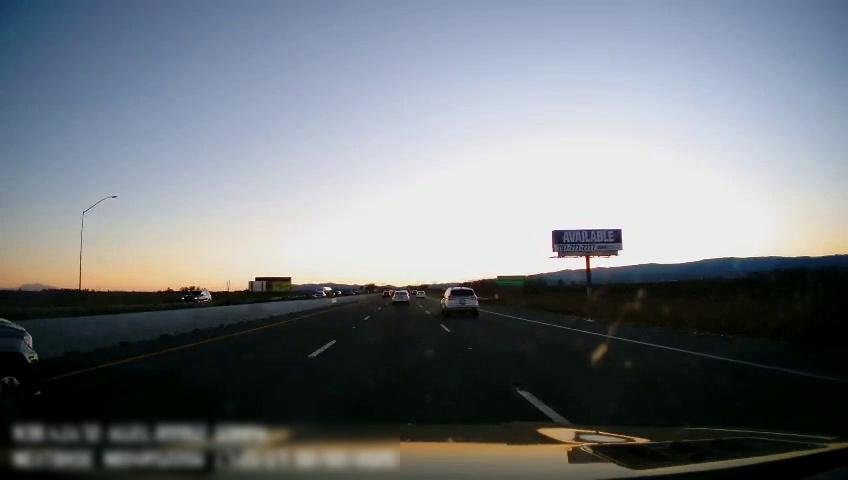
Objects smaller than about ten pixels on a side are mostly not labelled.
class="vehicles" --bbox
[315,285,333,298]
[416,290,427,299]
[180,289,211,303]
[0,317,41,447]
[391,290,411,303]
[440,287,480,318]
